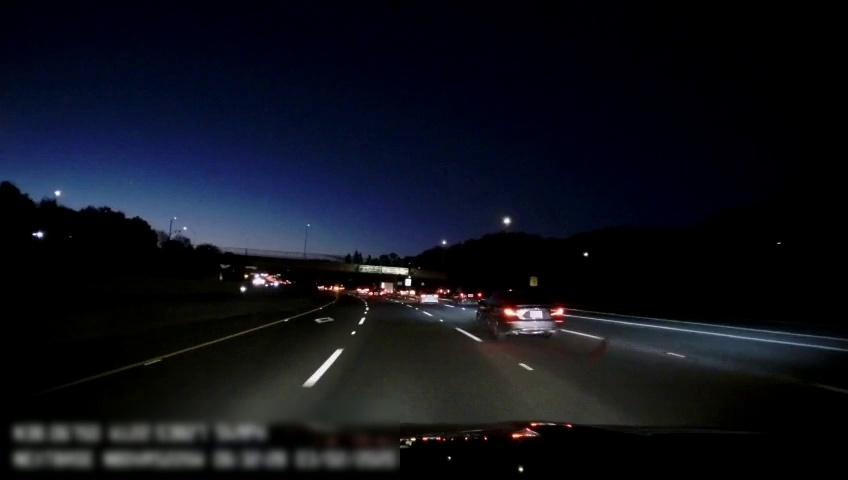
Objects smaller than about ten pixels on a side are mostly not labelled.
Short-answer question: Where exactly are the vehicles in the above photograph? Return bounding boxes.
[381,282,393,292]
[476,294,563,346]
[415,288,440,306]
[453,287,482,306]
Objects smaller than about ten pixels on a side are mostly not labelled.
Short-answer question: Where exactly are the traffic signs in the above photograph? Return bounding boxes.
[358,264,382,274]
[382,266,409,275]
[530,276,538,287]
